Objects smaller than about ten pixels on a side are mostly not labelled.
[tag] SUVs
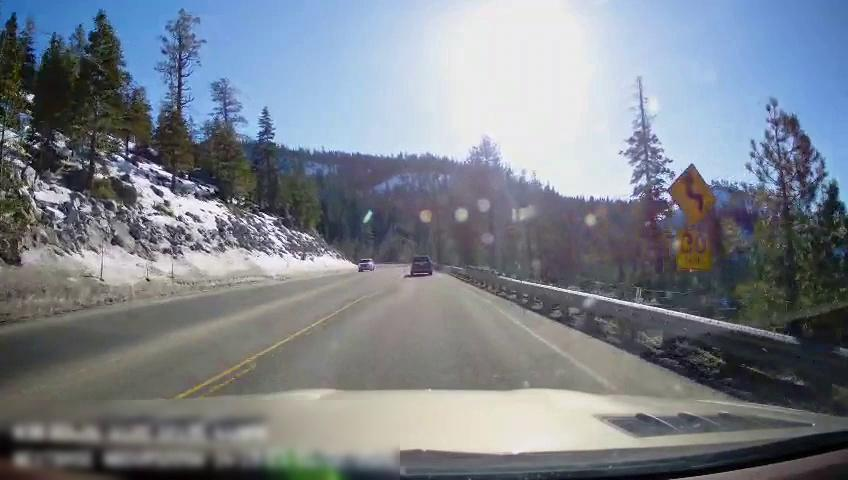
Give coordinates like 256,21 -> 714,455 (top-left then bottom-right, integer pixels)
357,258 -> 376,273
410,255 -> 434,276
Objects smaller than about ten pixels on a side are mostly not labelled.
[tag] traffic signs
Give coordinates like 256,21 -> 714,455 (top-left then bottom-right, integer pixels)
666,162 -> 716,226
676,228 -> 715,273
